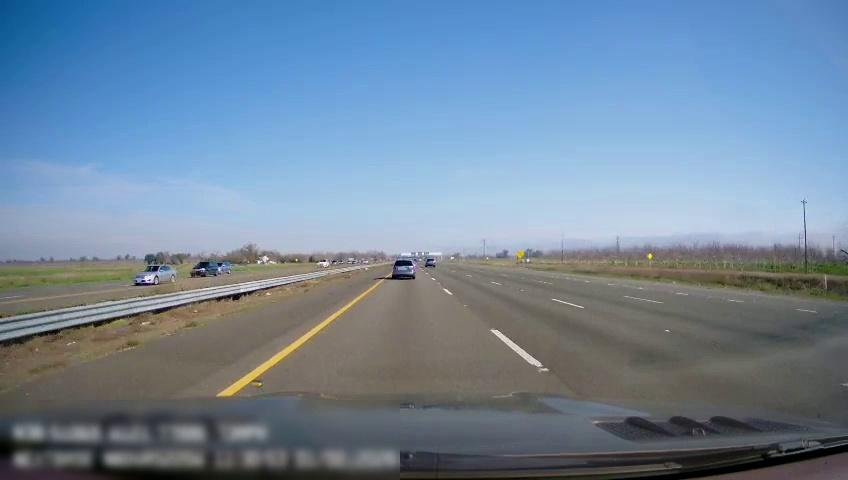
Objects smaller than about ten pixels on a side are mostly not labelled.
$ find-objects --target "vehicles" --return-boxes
[424,259,435,268]
[217,262,232,276]
[190,261,219,278]
[392,259,416,280]
[317,259,330,269]
[133,264,178,286]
